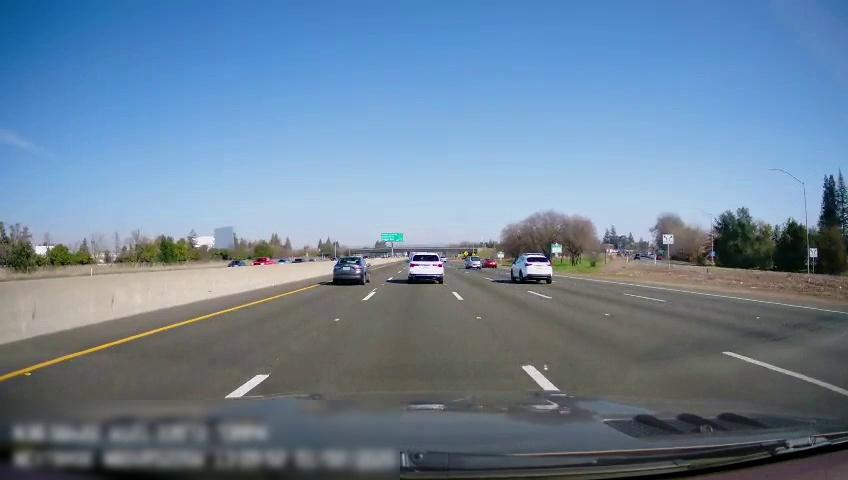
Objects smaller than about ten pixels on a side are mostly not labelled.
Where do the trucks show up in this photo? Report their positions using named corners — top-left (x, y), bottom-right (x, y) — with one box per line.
top-left (251, 257), bottom-right (279, 266)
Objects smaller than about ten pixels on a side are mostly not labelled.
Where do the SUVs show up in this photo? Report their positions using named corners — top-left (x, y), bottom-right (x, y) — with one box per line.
top-left (408, 252), bottom-right (444, 283)
top-left (510, 255), bottom-right (553, 284)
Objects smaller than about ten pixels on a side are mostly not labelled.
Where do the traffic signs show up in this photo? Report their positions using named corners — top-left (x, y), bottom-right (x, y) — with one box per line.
top-left (663, 232), bottom-right (674, 245)
top-left (382, 231), bottom-right (405, 242)
top-left (550, 243), bottom-right (562, 254)
top-left (808, 247), bottom-right (817, 258)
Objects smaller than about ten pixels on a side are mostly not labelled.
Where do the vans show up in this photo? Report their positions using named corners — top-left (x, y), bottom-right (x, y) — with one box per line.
top-left (463, 255), bottom-right (480, 269)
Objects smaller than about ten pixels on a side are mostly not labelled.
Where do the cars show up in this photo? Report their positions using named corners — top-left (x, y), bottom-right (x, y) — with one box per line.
top-left (332, 255), bottom-right (372, 286)
top-left (225, 259), bottom-right (249, 268)
top-left (481, 257), bottom-right (499, 269)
